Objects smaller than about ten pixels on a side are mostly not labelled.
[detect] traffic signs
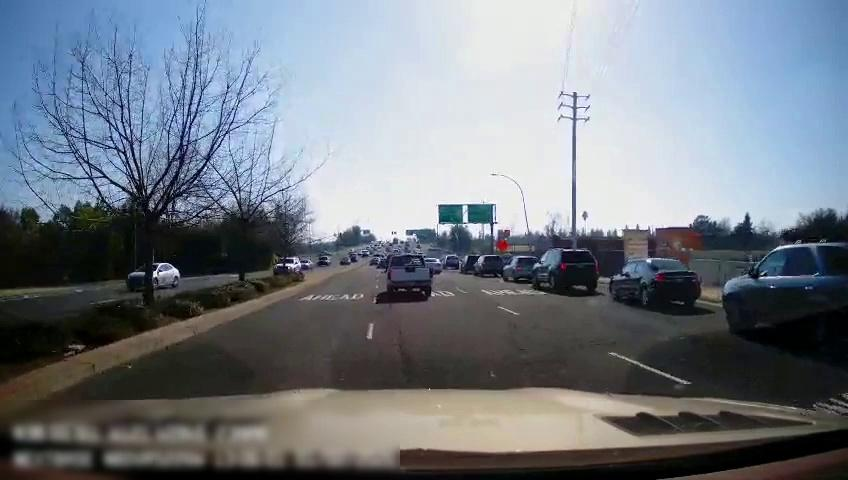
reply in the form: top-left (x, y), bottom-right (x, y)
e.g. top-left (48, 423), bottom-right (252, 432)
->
top-left (467, 203), bottom-right (494, 225)
top-left (437, 203), bottom-right (464, 225)
top-left (496, 239), bottom-right (509, 253)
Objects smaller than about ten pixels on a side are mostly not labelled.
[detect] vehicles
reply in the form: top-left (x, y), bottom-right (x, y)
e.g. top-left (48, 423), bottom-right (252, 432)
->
top-left (423, 257), bottom-right (443, 273)
top-left (442, 254), bottom-right (460, 270)
top-left (503, 255), bottom-right (536, 282)
top-left (272, 257), bottom-right (302, 275)
top-left (385, 255), bottom-right (433, 297)
top-left (473, 255), bottom-right (508, 278)
top-left (339, 257), bottom-right (351, 266)
top-left (460, 255), bottom-right (482, 273)
top-left (424, 248), bottom-right (441, 259)
top-left (531, 248), bottom-right (599, 295)
top-left (316, 256), bottom-right (330, 267)
top-left (608, 258), bottom-right (704, 312)
top-left (299, 257), bottom-right (313, 270)
top-left (376, 253), bottom-right (390, 270)
top-left (126, 262), bottom-right (180, 291)
top-left (721, 240), bottom-right (848, 359)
